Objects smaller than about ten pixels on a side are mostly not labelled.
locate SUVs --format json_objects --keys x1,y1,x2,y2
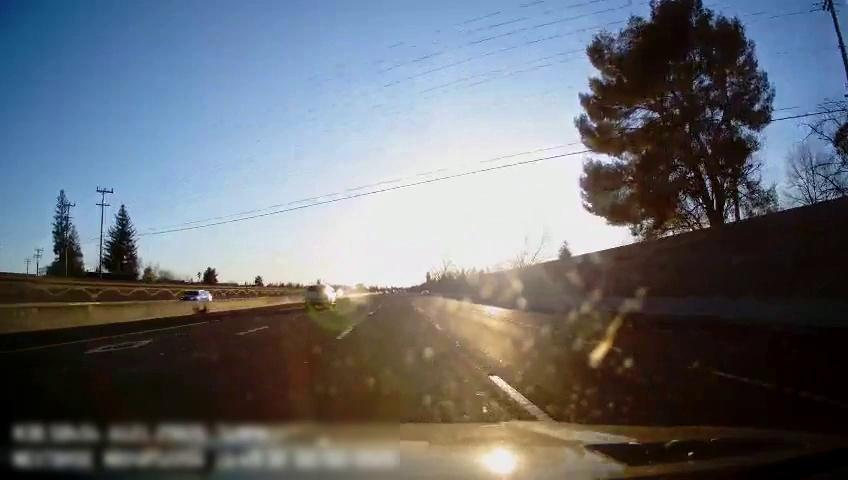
[
  {"x1": 304, "y1": 283, "x2": 336, "y2": 310},
  {"x1": 179, "y1": 289, "x2": 213, "y2": 303}
]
